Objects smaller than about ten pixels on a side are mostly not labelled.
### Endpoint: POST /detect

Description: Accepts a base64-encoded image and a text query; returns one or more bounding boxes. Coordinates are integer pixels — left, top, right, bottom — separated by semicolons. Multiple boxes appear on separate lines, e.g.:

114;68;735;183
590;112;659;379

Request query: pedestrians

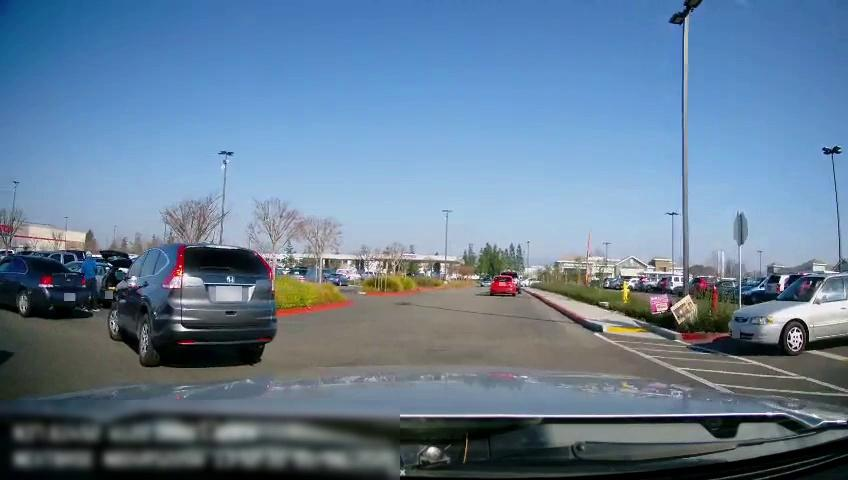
80;250;101;312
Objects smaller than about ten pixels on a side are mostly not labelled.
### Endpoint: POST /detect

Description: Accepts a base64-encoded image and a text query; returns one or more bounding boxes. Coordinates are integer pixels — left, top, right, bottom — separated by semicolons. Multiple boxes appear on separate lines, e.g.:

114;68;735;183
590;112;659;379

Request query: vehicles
327;273;350;287
490;275;517;297
0;253;92;318
98;249;140;309
105;241;278;368
28;250;80;271
727;274;848;357
480;277;492;287
499;270;523;294
287;265;327;283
